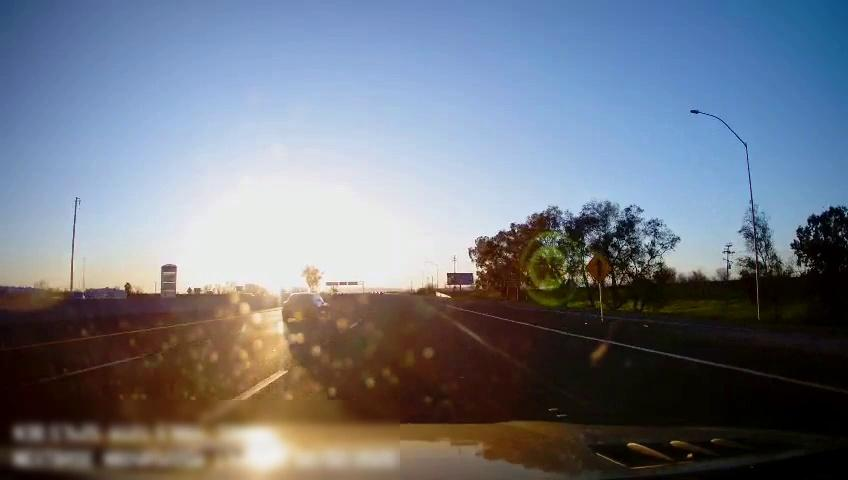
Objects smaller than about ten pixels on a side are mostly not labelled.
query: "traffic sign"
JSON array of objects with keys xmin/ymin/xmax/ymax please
[{"xmin": 587, "ymin": 254, "xmax": 611, "ymax": 282}]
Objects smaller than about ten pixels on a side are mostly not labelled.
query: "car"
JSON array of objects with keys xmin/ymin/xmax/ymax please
[{"xmin": 281, "ymin": 292, "xmax": 331, "ymax": 322}]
